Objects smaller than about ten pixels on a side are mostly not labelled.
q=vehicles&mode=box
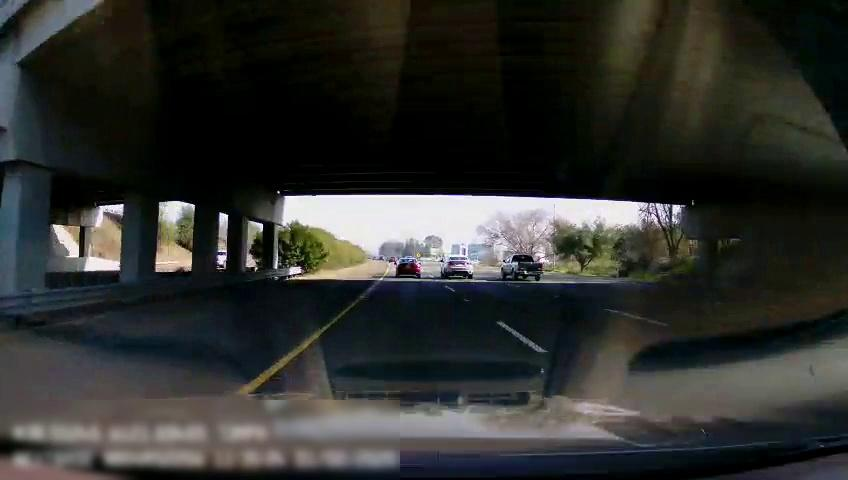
[500,254,544,282]
[216,250,228,272]
[440,254,473,280]
[396,257,422,278]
